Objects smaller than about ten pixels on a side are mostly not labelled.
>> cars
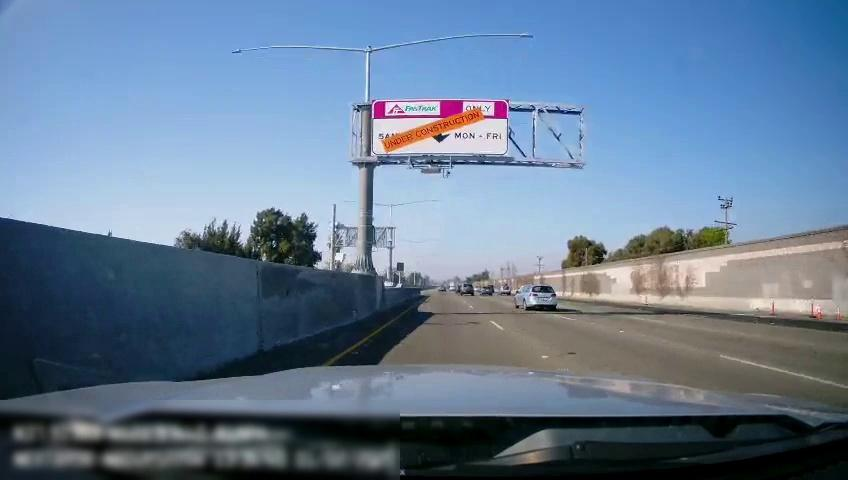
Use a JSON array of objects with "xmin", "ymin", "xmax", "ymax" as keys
[
  {"xmin": 514, "ymin": 284, "xmax": 557, "ymax": 311},
  {"xmin": 479, "ymin": 286, "xmax": 492, "ymax": 296}
]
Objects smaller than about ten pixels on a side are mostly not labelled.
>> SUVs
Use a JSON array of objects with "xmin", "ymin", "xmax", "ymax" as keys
[
  {"xmin": 498, "ymin": 284, "xmax": 511, "ymax": 295},
  {"xmin": 460, "ymin": 283, "xmax": 474, "ymax": 296}
]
